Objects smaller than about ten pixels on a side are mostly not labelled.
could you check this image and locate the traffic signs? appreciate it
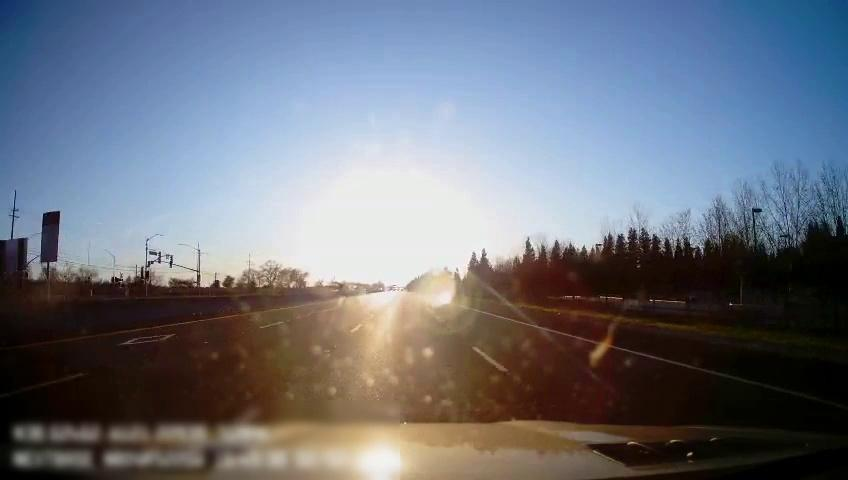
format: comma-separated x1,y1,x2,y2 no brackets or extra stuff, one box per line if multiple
40,210,60,263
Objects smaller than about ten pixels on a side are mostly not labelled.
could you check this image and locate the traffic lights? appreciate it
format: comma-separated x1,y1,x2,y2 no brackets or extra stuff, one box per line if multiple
140,266,144,279
157,251,162,264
